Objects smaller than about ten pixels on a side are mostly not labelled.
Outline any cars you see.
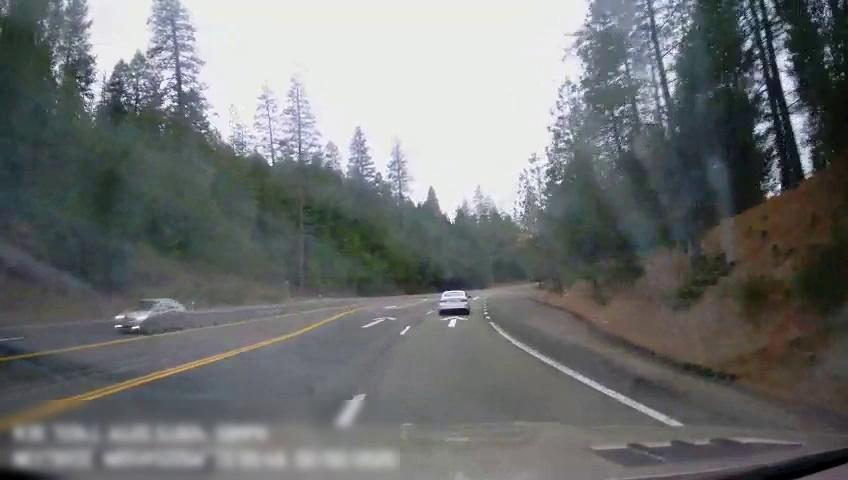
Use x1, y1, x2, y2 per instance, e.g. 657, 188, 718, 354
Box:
113, 297, 189, 335
439, 290, 472, 315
